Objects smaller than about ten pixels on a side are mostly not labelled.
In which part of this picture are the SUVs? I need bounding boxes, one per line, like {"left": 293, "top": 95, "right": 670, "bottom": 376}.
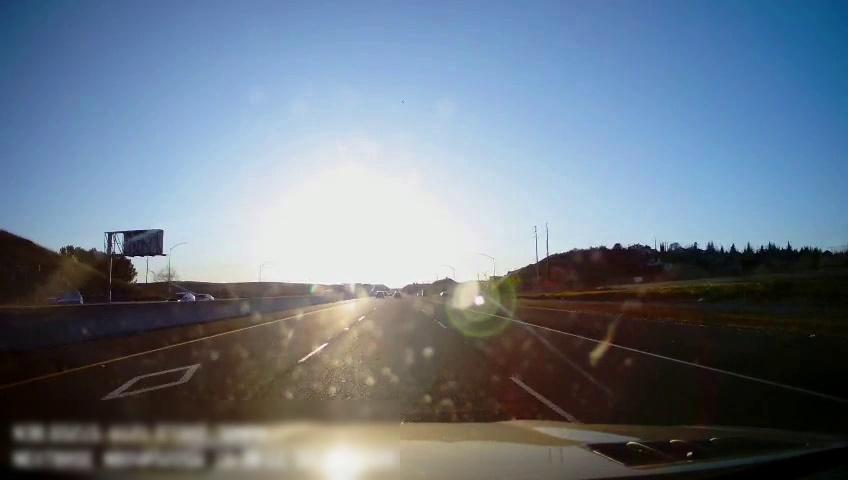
{"left": 45, "top": 290, "right": 84, "bottom": 305}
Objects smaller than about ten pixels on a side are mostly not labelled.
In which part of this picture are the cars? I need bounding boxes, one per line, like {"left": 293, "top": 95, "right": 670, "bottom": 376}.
{"left": 194, "top": 293, "right": 214, "bottom": 301}
{"left": 165, "top": 292, "right": 195, "bottom": 302}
